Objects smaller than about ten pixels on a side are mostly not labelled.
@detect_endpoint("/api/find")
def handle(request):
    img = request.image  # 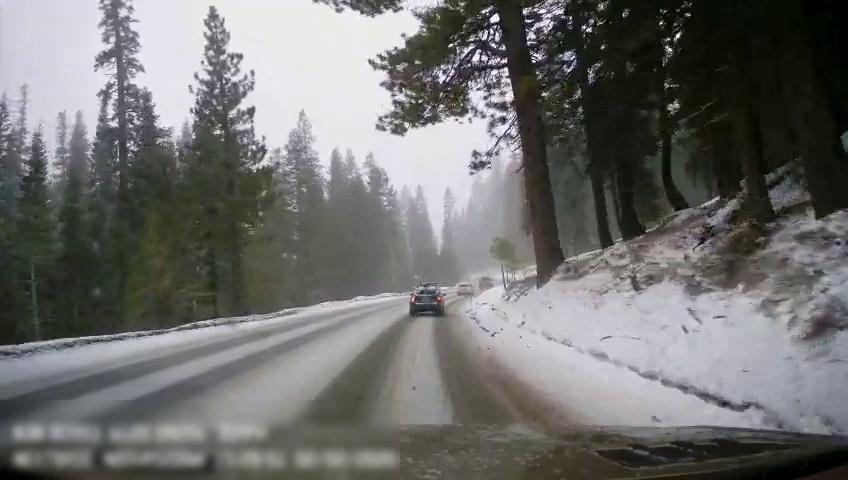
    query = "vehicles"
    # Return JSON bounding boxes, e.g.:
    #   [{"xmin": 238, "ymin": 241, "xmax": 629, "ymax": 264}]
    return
[
  {"xmin": 409, "ymin": 281, "xmax": 446, "ymax": 316},
  {"xmin": 479, "ymin": 277, "xmax": 494, "ymax": 289},
  {"xmin": 457, "ymin": 283, "xmax": 474, "ymax": 296}
]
